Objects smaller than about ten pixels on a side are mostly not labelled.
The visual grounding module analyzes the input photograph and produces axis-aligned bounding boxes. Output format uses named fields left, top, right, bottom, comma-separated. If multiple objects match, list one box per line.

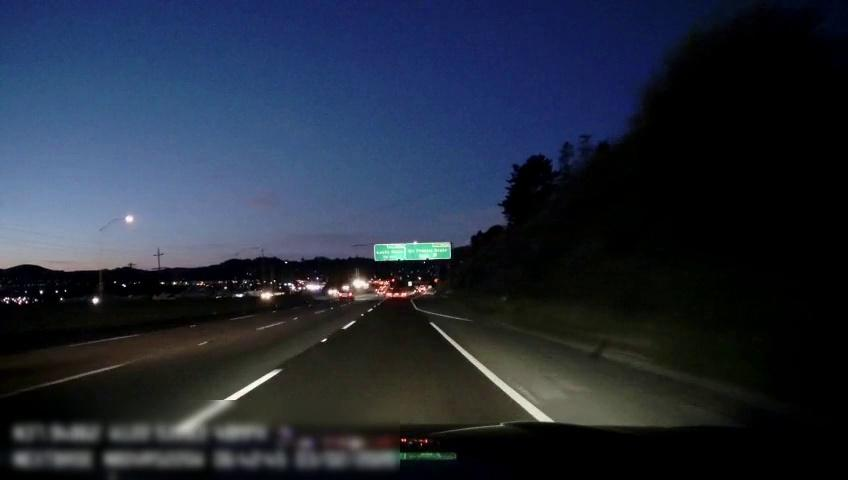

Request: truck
left=385, top=275, right=411, bottom=302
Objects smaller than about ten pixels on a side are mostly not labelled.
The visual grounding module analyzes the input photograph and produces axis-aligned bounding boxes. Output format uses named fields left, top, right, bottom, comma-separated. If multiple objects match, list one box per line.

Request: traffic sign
left=372, top=243, right=453, bottom=261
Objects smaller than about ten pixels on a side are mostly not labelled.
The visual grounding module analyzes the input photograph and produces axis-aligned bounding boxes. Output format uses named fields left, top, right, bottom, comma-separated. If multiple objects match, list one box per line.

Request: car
left=338, top=288, right=355, bottom=302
